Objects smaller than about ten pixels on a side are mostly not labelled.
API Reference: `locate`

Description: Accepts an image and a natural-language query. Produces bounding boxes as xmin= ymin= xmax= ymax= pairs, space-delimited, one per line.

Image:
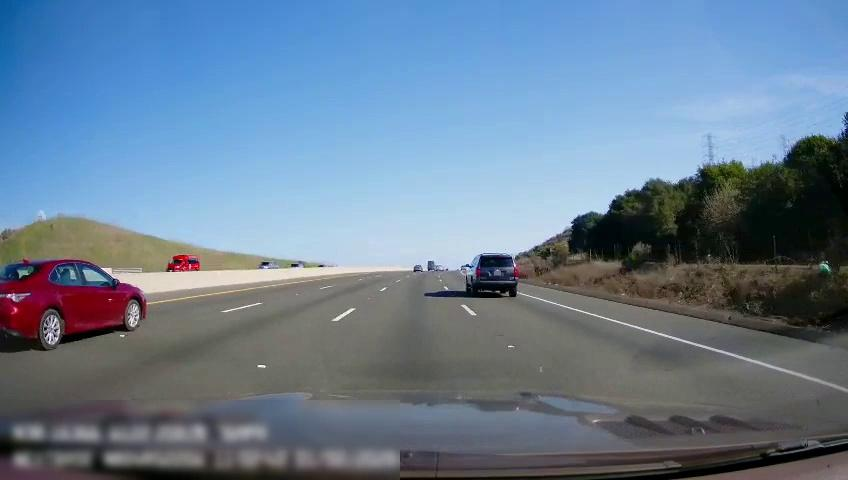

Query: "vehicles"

xmin=256 ymin=261 xmax=274 ymax=270
xmin=291 ymin=263 xmax=304 ymax=268
xmin=464 ymin=252 xmax=519 ymax=297
xmin=413 ymin=264 xmax=423 ymax=272
xmin=0 ymin=257 xmax=147 ymax=351
xmin=166 ymin=254 xmax=202 ymax=273
xmin=427 ymin=260 xmax=437 ymax=272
